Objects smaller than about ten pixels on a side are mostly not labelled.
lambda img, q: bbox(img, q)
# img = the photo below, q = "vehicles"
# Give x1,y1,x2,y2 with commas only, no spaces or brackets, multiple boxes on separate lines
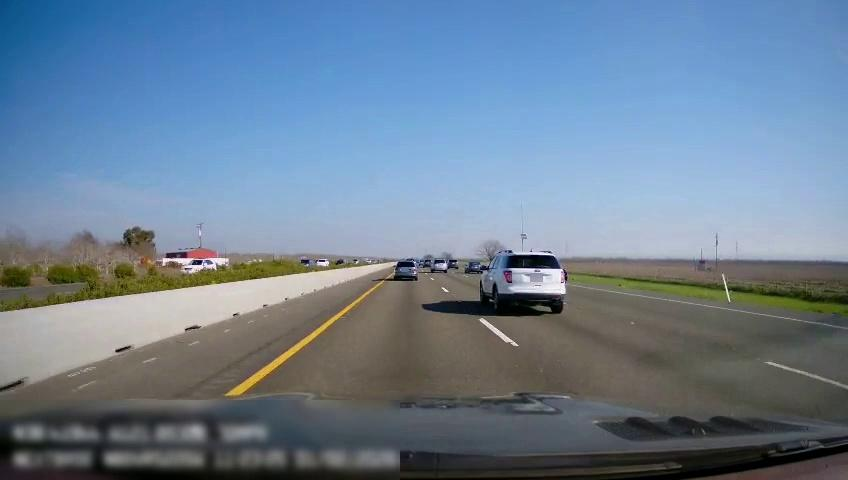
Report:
299,259,317,268
182,258,217,276
564,268,569,280
478,250,566,313
465,260,484,274
316,259,330,267
430,258,449,273
446,258,459,269
393,261,418,281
